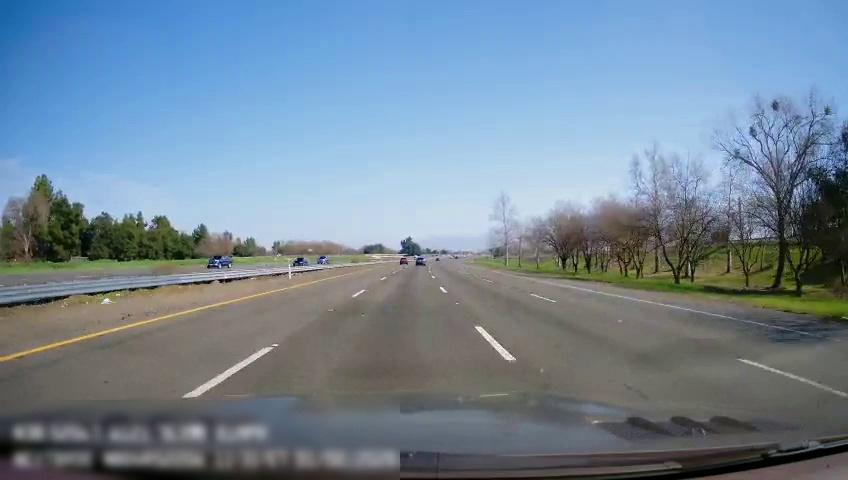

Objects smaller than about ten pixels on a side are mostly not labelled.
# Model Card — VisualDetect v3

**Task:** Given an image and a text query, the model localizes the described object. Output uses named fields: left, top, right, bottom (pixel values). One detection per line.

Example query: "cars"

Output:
left=316, top=255, right=330, bottom=265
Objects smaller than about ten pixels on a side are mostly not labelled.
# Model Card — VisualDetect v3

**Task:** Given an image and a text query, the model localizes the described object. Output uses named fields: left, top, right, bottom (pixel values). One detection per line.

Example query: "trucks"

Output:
left=206, top=255, right=233, bottom=270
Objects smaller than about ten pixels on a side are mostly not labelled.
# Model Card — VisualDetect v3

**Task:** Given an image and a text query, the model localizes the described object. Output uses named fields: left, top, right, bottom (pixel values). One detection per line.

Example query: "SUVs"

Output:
left=416, top=257, right=425, bottom=266
left=292, top=257, right=309, bottom=266
left=398, top=256, right=409, bottom=266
